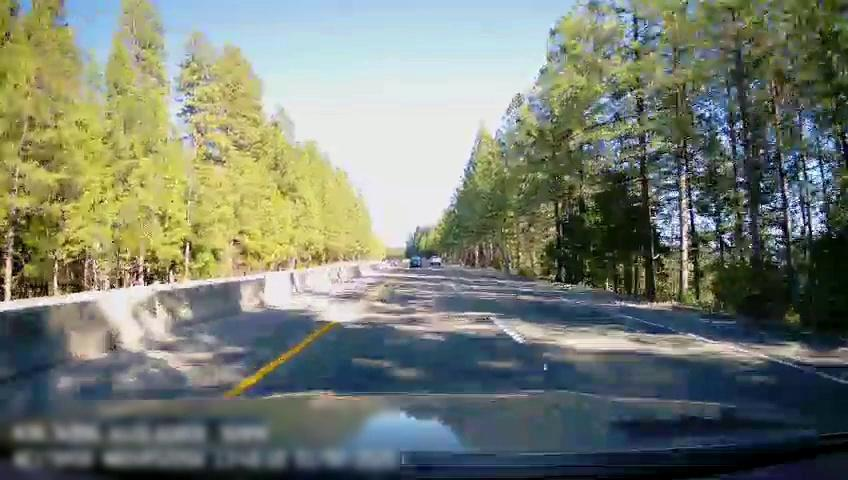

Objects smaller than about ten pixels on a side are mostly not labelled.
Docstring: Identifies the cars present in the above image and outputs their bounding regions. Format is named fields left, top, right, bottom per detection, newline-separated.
left=408, top=259, right=421, bottom=269
left=430, top=256, right=442, bottom=265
